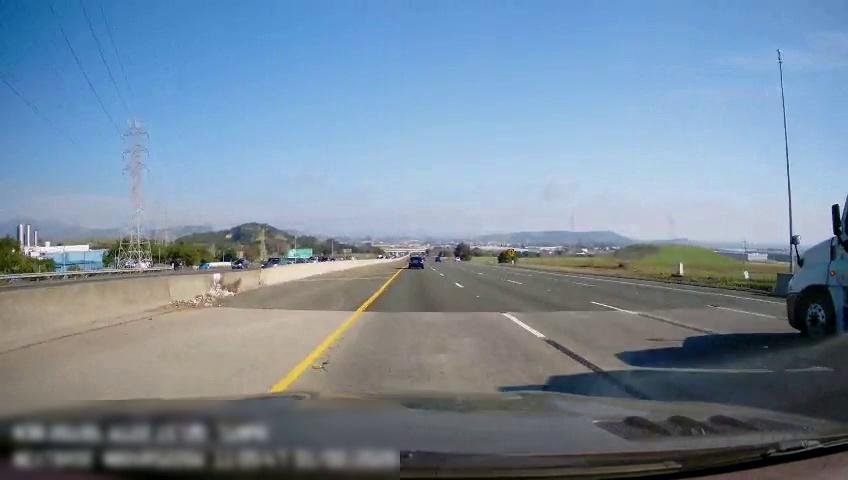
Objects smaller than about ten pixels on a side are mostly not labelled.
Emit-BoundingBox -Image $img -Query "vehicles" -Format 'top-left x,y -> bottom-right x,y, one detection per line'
784,194 -> 848,347
231,258 -> 250,270
408,255 -> 425,270
260,256 -> 289,270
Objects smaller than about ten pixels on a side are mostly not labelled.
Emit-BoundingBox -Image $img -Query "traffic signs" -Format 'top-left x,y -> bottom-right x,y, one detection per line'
507,247 -> 516,258
288,248 -> 313,258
